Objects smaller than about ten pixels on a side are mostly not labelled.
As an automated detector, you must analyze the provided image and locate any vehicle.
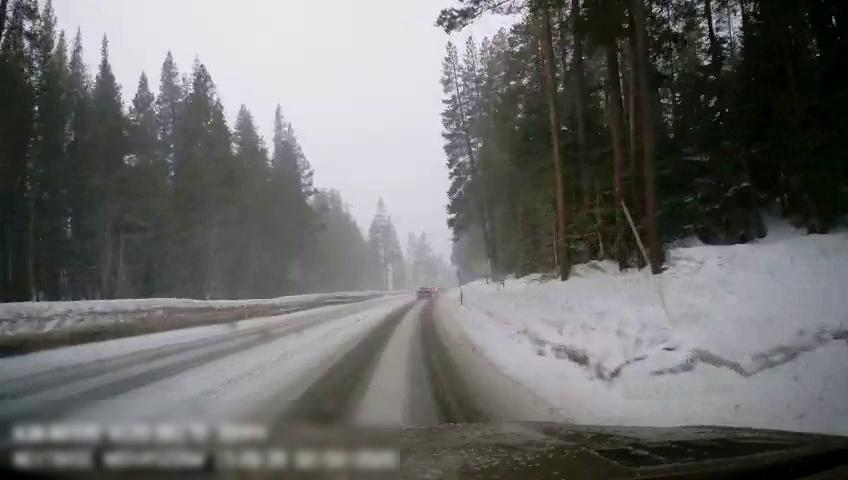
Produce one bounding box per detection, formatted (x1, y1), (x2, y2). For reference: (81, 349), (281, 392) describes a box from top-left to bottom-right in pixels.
(416, 287), (433, 301)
